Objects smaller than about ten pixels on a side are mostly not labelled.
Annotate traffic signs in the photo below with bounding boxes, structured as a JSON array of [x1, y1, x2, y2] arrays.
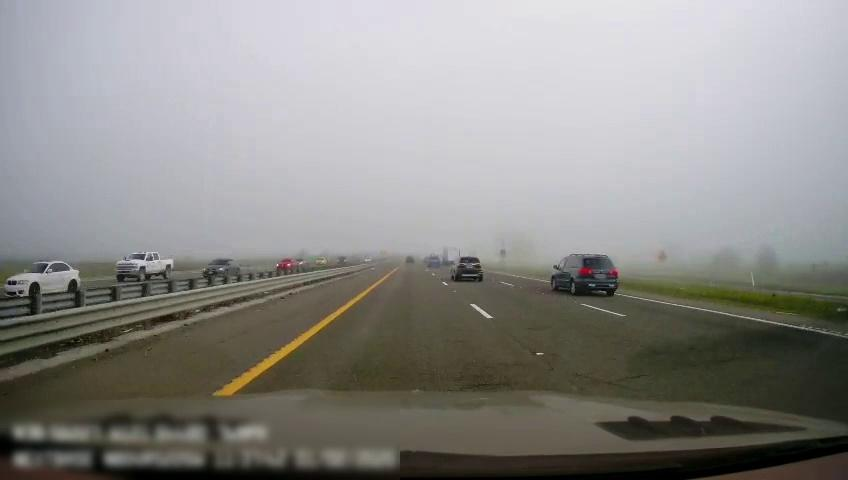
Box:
[[656, 249, 668, 263]]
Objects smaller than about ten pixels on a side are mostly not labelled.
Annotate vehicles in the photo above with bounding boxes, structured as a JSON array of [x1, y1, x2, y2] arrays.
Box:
[[2, 260, 82, 298], [443, 247, 460, 266], [293, 258, 310, 270], [315, 256, 330, 265], [426, 255, 442, 269], [113, 251, 175, 283], [202, 258, 241, 279], [549, 252, 621, 298], [276, 258, 299, 271], [450, 255, 484, 282], [336, 256, 352, 265]]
